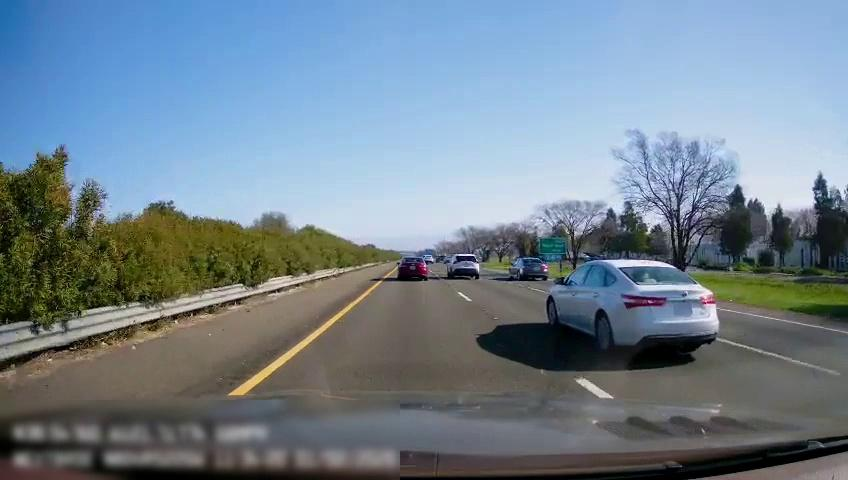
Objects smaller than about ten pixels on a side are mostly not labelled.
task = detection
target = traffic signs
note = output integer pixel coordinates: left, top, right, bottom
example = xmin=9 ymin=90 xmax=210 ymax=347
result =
xmin=538 ymin=238 xmax=567 ymax=256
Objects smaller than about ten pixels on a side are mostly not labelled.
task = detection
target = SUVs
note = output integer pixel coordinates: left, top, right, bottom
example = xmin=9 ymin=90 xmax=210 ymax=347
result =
xmin=447 ymin=254 xmax=480 ymax=279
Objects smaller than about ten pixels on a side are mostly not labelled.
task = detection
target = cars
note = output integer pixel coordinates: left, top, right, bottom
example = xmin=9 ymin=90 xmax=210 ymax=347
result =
xmin=545 ymin=259 xmax=720 ymax=356
xmin=511 ymin=257 xmax=549 ymax=281
xmin=394 ymin=257 xmax=428 ymax=281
